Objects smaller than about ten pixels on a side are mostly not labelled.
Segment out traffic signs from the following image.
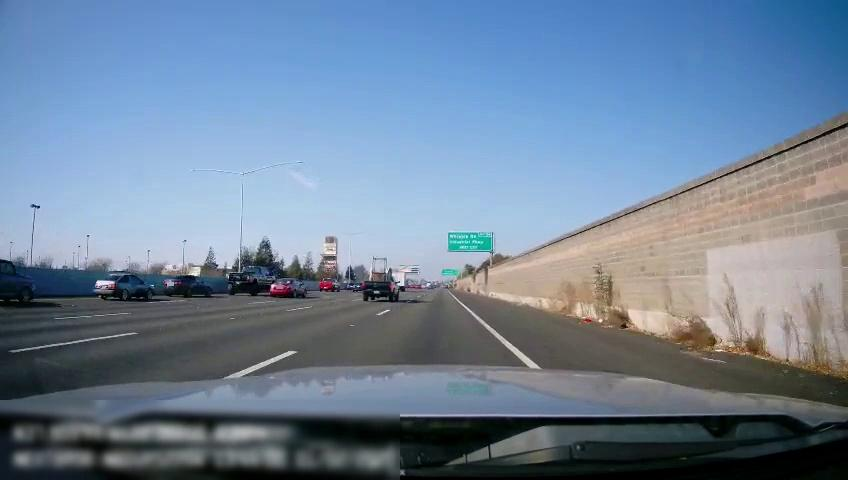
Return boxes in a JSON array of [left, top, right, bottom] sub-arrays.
[[442, 268, 459, 276], [448, 231, 493, 252]]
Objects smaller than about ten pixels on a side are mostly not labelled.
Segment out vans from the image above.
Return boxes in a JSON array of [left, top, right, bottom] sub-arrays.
[[0, 259, 39, 307]]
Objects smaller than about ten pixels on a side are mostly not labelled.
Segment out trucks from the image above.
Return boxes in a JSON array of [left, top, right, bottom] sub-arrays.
[[361, 272, 402, 303], [392, 271, 406, 291], [225, 264, 279, 297]]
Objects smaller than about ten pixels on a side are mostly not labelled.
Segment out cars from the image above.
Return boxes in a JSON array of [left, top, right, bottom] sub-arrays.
[[161, 274, 215, 299], [352, 282, 362, 293], [270, 278, 308, 299], [319, 277, 342, 293], [96, 273, 153, 302]]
